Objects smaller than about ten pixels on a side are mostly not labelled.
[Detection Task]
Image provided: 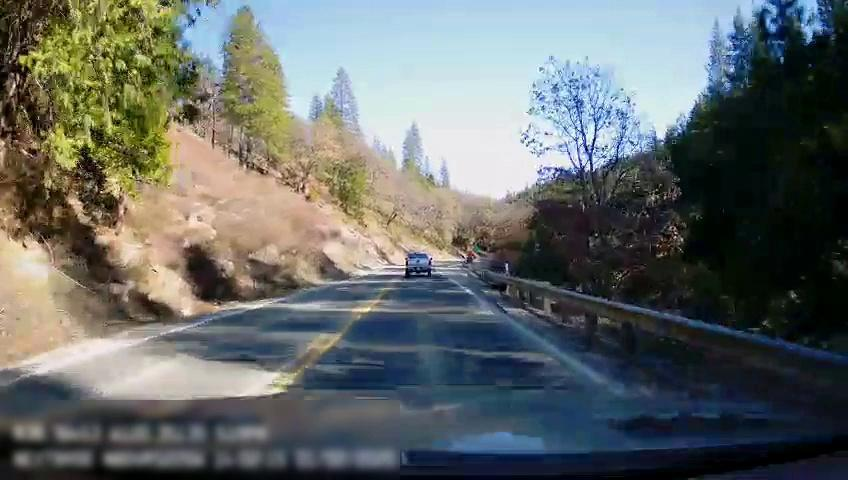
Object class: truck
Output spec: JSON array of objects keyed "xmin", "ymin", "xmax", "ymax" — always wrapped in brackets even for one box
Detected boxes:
[{"xmin": 404, "ymin": 251, "xmax": 434, "ymax": 276}]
